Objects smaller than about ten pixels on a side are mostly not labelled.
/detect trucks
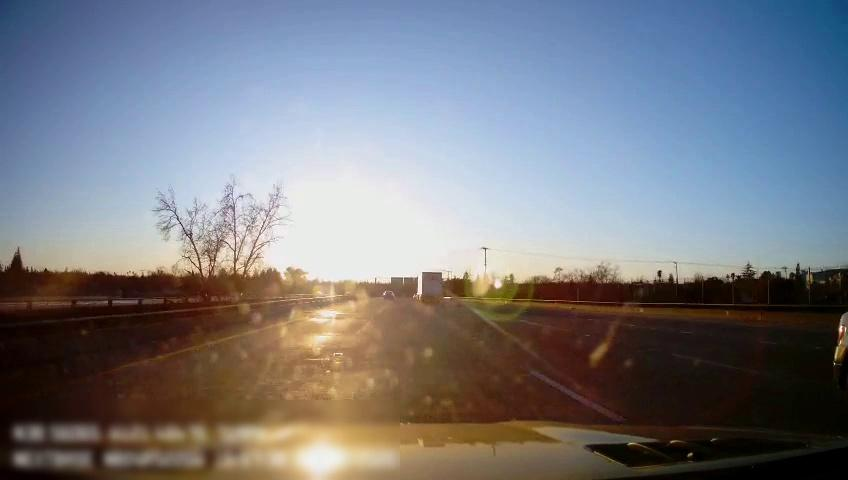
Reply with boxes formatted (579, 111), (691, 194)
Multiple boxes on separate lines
(417, 271), (442, 303)
(831, 309), (848, 394)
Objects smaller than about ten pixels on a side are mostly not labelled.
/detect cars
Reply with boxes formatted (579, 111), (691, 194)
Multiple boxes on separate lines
(383, 290), (394, 299)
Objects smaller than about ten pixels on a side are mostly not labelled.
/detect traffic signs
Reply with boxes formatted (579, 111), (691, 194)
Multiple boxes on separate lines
(390, 276), (404, 284)
(404, 277), (418, 285)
